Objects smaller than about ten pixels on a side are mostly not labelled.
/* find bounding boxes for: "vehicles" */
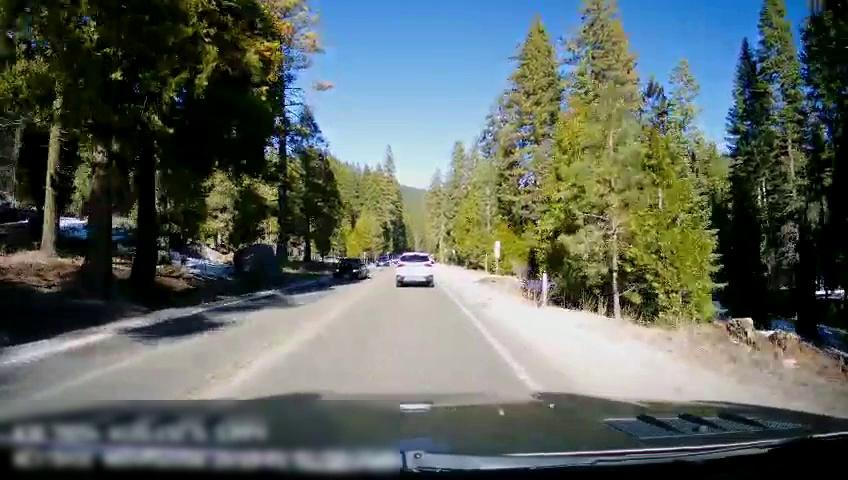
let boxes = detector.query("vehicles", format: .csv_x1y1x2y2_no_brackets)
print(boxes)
394,251,434,288
375,258,390,267
335,257,369,281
